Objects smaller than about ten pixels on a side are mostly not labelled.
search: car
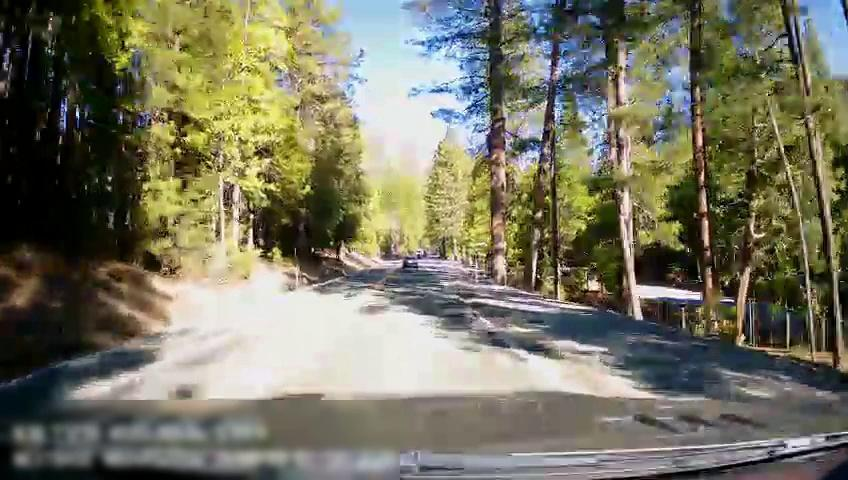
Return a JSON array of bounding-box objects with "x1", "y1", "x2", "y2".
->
[{"x1": 402, "y1": 255, "x2": 419, "y2": 268}]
